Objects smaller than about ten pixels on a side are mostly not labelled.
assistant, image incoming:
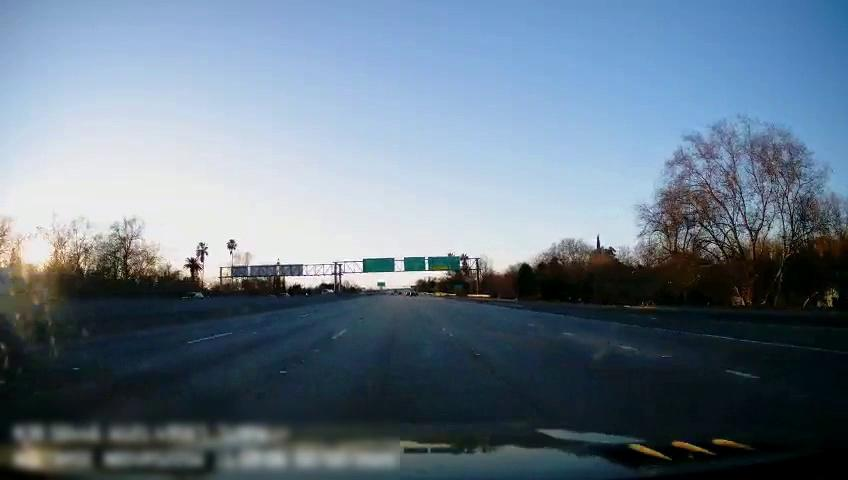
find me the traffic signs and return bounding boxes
[404,257,425,271]
[427,256,461,270]
[363,258,395,271]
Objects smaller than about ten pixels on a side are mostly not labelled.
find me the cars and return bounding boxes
[180,292,204,300]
